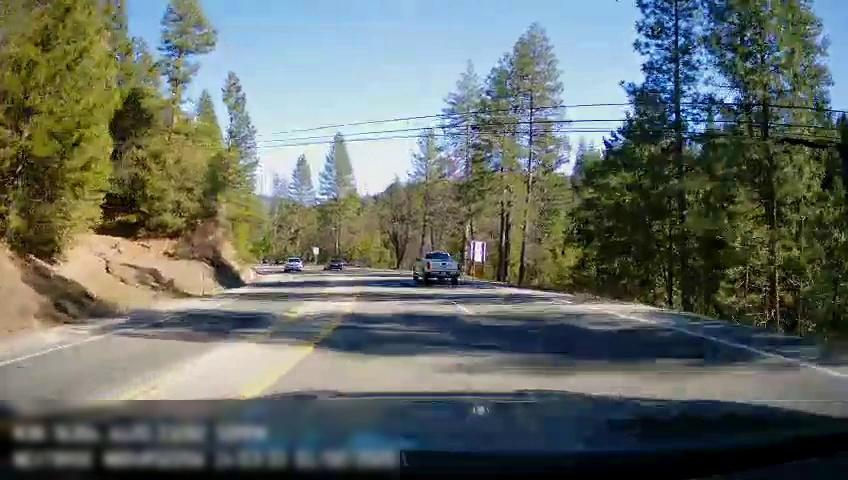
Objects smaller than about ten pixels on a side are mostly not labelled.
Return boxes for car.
[323,259,343,271]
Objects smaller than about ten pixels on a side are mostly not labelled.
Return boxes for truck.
[413,250,460,283]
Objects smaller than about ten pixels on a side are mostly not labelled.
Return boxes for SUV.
[283,256,304,272]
